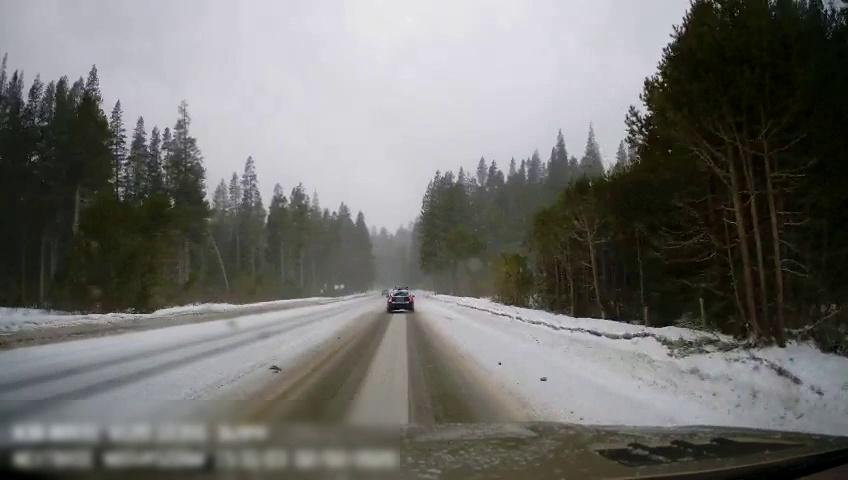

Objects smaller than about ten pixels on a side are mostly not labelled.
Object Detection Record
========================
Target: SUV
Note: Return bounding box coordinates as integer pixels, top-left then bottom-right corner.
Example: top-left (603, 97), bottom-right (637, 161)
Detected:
top-left (386, 286), bottom-right (416, 314)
